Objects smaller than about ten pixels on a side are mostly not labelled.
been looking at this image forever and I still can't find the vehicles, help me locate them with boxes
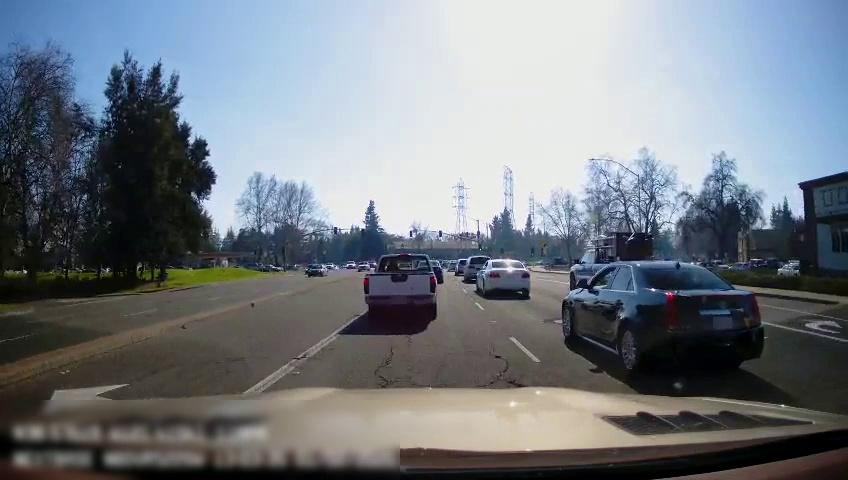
[344,260,357,269]
[568,232,656,290]
[560,260,765,375]
[362,253,438,320]
[307,263,329,278]
[453,259,467,276]
[475,259,531,298]
[358,260,371,272]
[447,259,458,273]
[431,258,445,284]
[462,254,491,282]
